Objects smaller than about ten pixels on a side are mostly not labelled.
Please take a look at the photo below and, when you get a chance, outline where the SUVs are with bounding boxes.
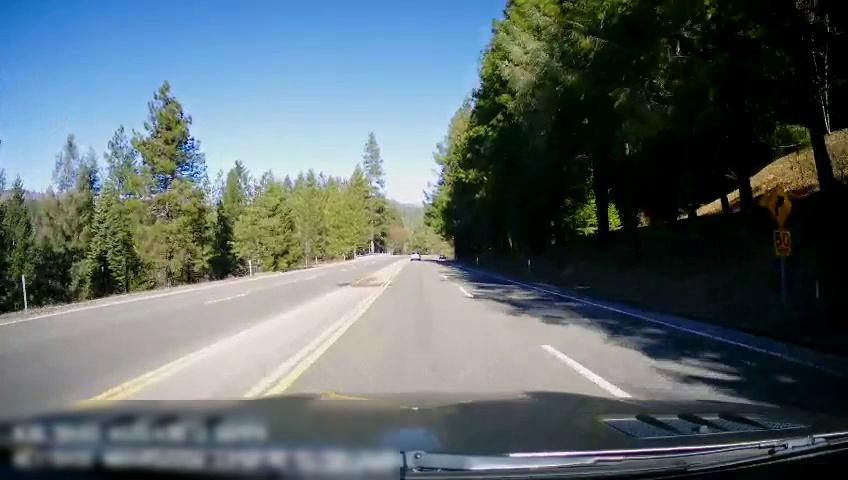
[409,251,422,262]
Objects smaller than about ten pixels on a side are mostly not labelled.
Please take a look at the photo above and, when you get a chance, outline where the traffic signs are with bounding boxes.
[772,227,792,257]
[762,185,792,225]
